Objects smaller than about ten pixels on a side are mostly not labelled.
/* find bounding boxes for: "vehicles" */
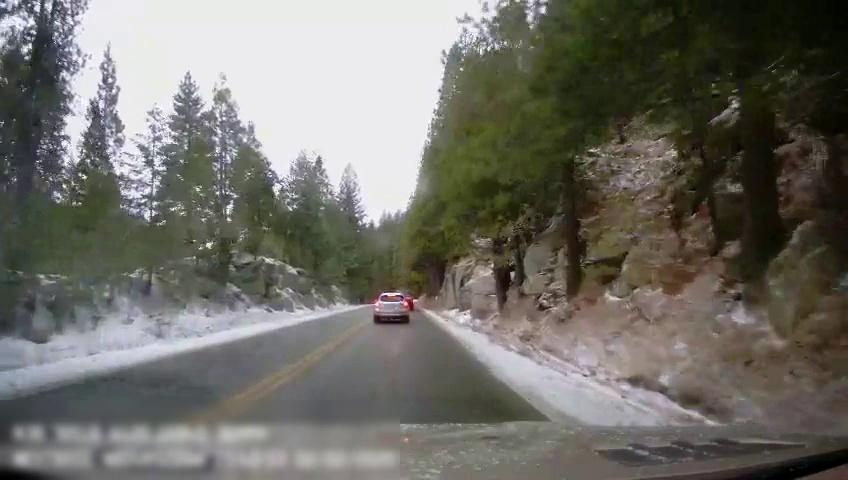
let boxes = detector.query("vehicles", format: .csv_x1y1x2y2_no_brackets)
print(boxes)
395,291,414,311
374,293,409,323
